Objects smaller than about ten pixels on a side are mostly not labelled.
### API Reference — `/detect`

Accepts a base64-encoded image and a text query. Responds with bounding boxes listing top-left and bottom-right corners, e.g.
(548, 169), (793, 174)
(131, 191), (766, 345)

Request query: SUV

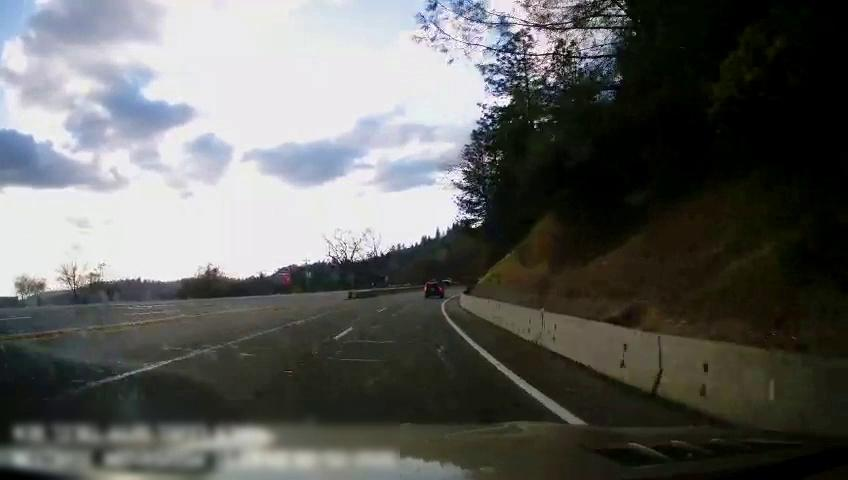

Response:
(424, 282), (444, 299)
